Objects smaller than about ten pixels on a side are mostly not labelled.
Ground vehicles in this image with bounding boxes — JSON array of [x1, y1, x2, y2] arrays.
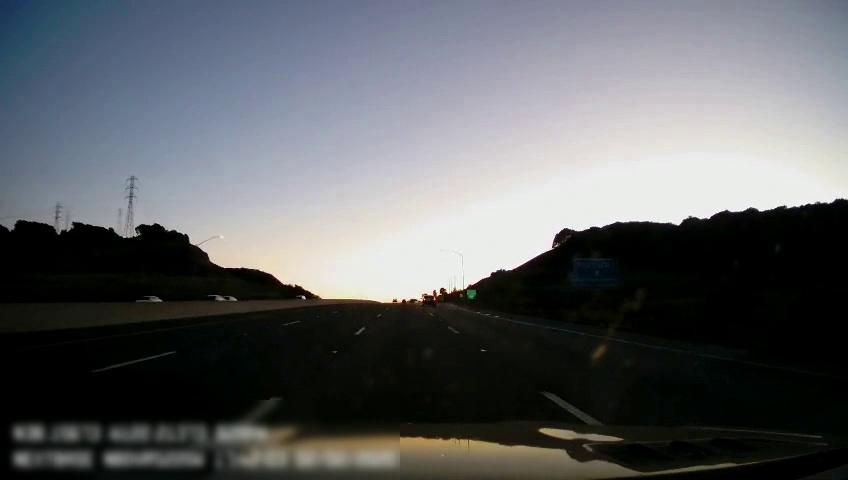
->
[[420, 294, 438, 306], [296, 295, 307, 300], [136, 295, 163, 303], [222, 296, 238, 301], [206, 294, 226, 301]]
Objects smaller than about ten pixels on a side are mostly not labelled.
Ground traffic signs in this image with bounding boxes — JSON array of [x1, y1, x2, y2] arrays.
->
[[573, 257, 619, 291], [466, 289, 477, 300]]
